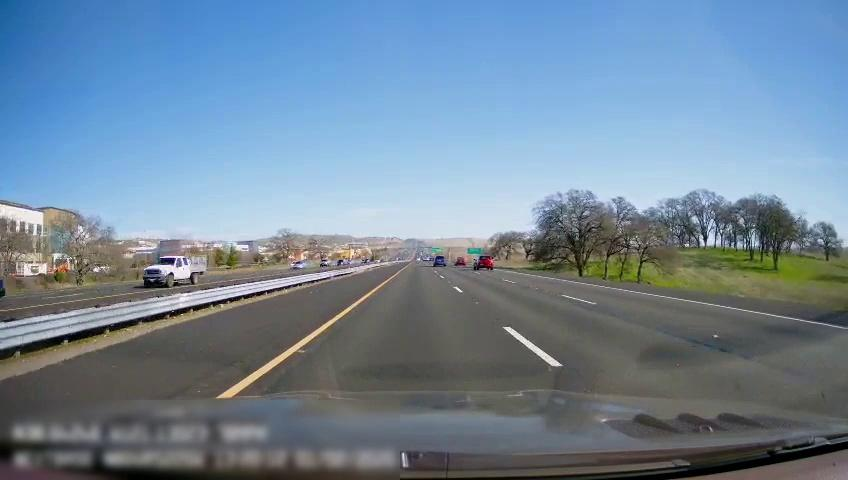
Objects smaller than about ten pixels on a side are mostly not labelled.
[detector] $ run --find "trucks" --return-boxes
[142,255,207,289]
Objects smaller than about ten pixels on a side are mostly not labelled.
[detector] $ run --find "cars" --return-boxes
[454,256,466,266]
[473,254,494,271]
[292,260,305,270]
[433,255,447,267]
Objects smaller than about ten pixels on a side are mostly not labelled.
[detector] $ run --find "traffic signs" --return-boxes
[465,248,485,255]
